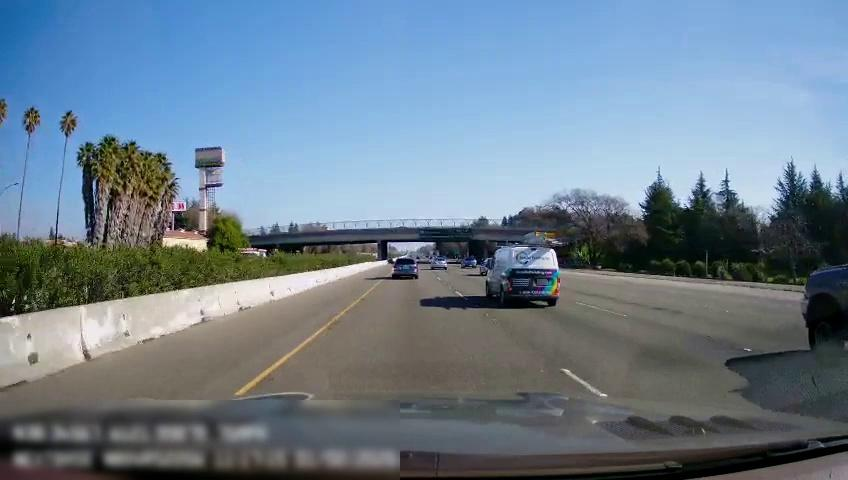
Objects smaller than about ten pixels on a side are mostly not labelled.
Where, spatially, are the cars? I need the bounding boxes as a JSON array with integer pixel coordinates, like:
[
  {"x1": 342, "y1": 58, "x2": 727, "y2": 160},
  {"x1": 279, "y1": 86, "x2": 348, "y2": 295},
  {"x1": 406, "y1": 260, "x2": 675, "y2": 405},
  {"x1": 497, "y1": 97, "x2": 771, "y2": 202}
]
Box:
[
  {"x1": 479, "y1": 258, "x2": 488, "y2": 276},
  {"x1": 430, "y1": 257, "x2": 448, "y2": 271},
  {"x1": 392, "y1": 257, "x2": 419, "y2": 279},
  {"x1": 461, "y1": 256, "x2": 477, "y2": 269}
]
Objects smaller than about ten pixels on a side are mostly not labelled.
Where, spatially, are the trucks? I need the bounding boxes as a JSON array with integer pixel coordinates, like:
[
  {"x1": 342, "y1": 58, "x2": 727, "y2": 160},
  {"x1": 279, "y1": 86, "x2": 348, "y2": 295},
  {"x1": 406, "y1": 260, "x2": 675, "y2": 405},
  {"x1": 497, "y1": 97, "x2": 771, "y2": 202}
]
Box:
[{"x1": 801, "y1": 263, "x2": 848, "y2": 367}]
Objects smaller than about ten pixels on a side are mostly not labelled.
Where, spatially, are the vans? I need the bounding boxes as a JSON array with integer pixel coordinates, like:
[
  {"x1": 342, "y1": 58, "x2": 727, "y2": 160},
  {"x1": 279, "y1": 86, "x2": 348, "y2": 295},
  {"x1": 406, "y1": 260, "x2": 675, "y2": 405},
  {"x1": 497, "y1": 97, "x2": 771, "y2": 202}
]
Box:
[{"x1": 483, "y1": 246, "x2": 560, "y2": 308}]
